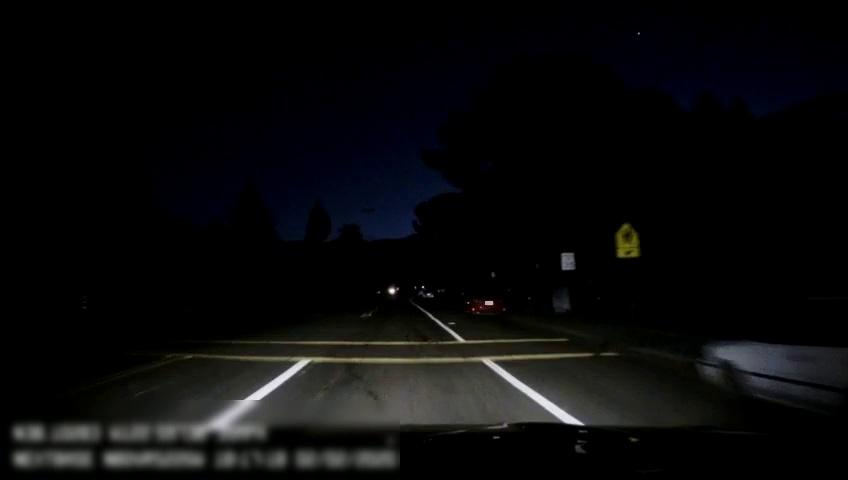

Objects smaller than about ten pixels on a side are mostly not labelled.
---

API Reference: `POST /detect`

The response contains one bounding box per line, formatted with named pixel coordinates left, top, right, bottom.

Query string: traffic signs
left=561, top=252, right=576, bottom=270
left=615, top=223, right=640, bottom=248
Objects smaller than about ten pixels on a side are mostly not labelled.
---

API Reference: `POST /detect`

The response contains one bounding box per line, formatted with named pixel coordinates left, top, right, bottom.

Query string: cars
left=692, top=295, right=848, bottom=426
left=469, top=291, right=505, bottom=321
